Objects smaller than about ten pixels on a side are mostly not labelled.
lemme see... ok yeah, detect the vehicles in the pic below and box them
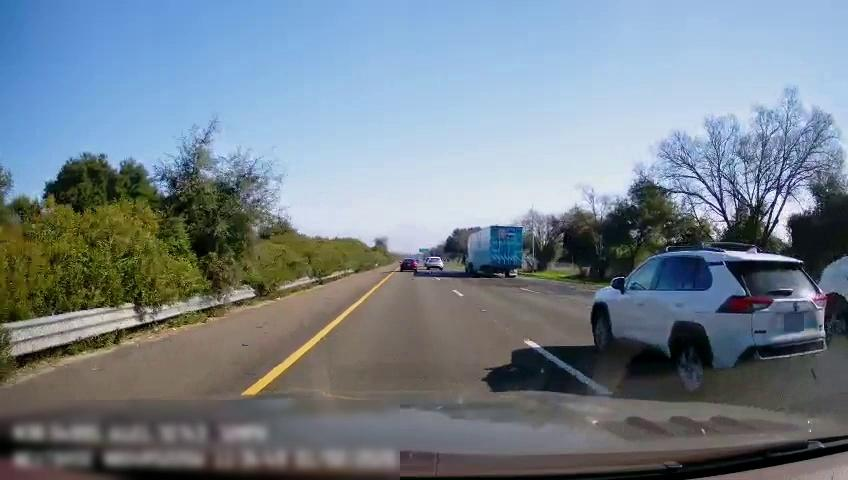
[589,249,827,400]
[399,256,419,273]
[817,256,848,339]
[426,256,443,270]
[462,225,525,279]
